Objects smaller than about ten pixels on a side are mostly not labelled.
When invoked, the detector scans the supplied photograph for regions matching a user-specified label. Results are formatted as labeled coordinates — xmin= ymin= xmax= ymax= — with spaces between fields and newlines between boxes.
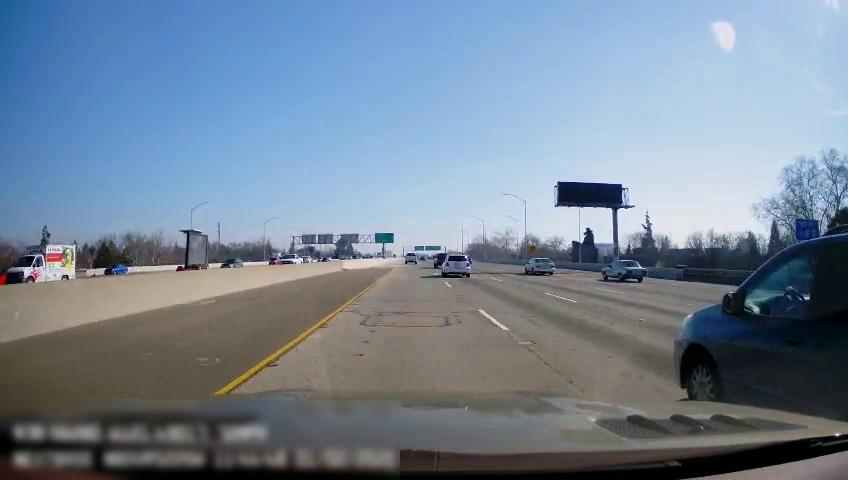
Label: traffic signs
xmin=374 ymin=232 xmax=394 ymax=244
xmin=795 ymin=218 xmax=820 ymax=241
xmin=301 ymin=233 xmax=316 ymax=245
xmin=317 ymin=233 xmax=334 ymax=245
xmin=425 ymin=245 xmax=441 ymax=251
xmin=340 ymin=233 xmax=359 ymax=244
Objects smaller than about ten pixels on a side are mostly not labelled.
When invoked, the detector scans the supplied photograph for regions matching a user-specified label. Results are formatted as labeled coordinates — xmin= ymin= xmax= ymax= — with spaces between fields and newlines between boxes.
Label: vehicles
xmin=671 ymin=223 xmax=848 ymax=424
xmin=300 ymin=255 xmax=313 ymax=264
xmin=433 ymin=252 xmax=449 ymax=269
xmin=278 ymin=254 xmax=304 ymax=265
xmin=5 ymin=244 xmax=76 ymax=285
xmin=0 ymin=273 xmax=8 ymax=287
xmin=441 ymin=253 xmax=471 ymax=278
xmin=219 ymin=257 xmax=245 ymax=270
xmin=268 ymin=257 xmax=282 ymax=265
xmin=103 ymin=263 xmax=129 ymax=277
xmin=524 ymin=257 xmax=556 ymax=276
xmin=601 ymin=259 xmax=649 ymax=283
xmin=175 ymin=228 xmax=209 ymax=272
xmin=674 ymin=264 xmax=689 ymax=270
xmin=403 ymin=251 xmax=419 ymax=265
